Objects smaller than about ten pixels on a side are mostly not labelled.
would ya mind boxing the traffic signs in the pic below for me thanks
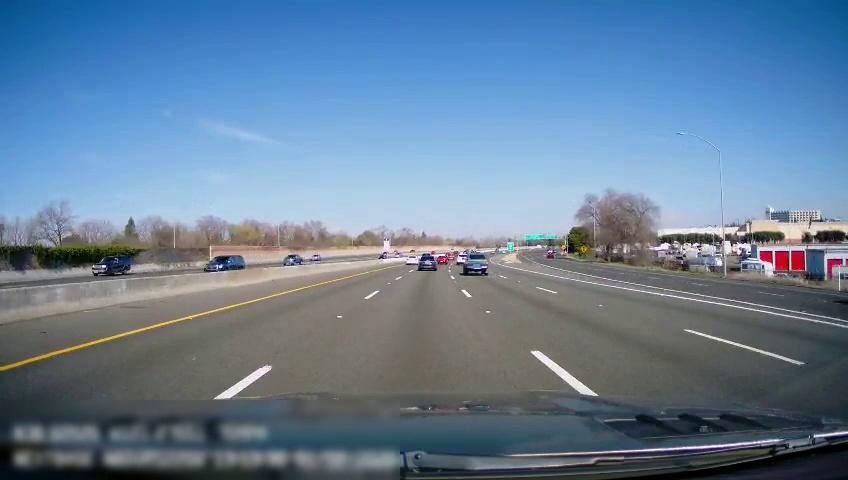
[384,238,390,252]
[528,235,545,241]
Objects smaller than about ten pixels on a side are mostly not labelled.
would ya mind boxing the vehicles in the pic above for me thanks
[283,254,304,266]
[310,254,322,262]
[418,255,438,272]
[91,255,132,277]
[456,252,468,266]
[436,255,449,265]
[203,254,247,274]
[405,255,420,266]
[463,254,488,275]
